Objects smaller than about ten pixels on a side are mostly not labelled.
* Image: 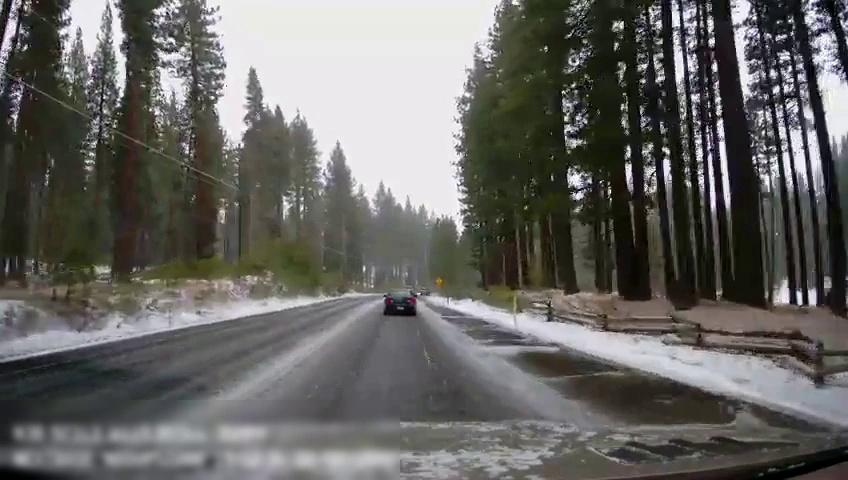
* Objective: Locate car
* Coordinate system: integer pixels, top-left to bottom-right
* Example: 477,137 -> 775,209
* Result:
383,287 -> 417,318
